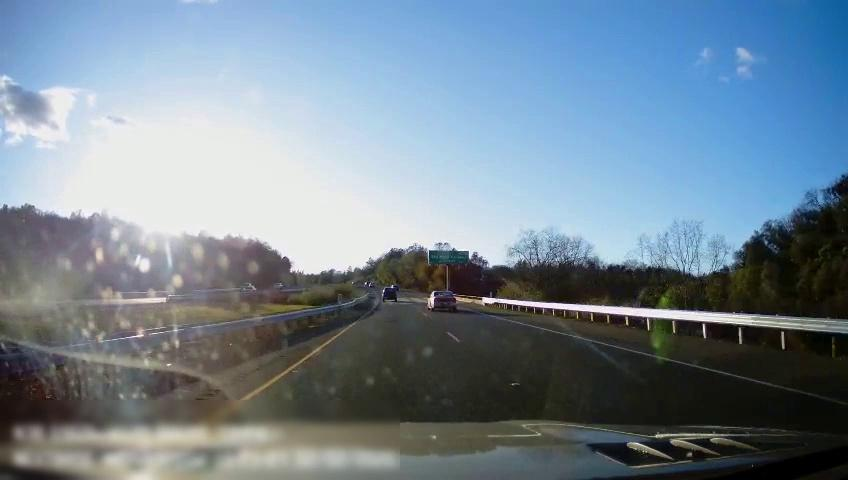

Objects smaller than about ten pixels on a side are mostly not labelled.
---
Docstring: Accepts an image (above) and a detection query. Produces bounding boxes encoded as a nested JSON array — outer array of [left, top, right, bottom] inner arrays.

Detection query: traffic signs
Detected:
[[428, 250, 469, 265]]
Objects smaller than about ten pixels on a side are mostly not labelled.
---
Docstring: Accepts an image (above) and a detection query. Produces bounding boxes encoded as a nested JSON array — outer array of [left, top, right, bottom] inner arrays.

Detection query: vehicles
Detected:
[[241, 285, 256, 294], [383, 287, 398, 302], [271, 282, 285, 291], [427, 290, 457, 313]]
